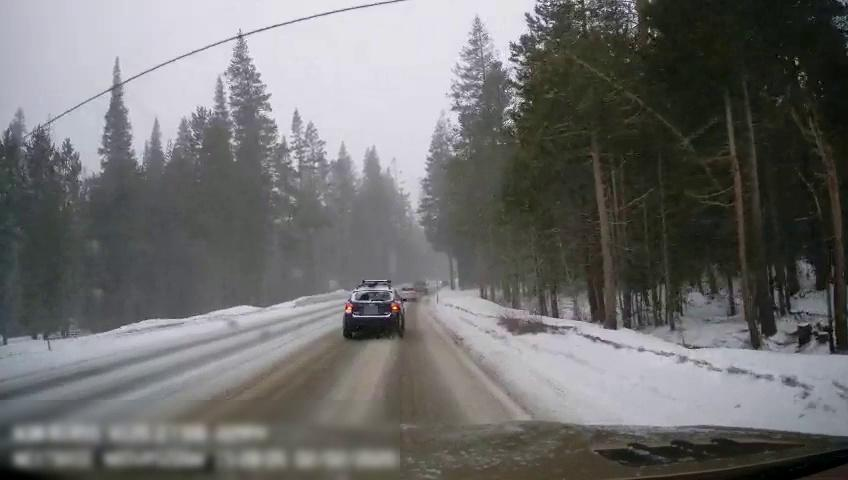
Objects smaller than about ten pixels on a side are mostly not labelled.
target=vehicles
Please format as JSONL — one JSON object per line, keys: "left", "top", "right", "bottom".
{"left": 342, "top": 279, "right": 408, "bottom": 340}
{"left": 396, "top": 283, "right": 419, "bottom": 303}
{"left": 412, "top": 280, "right": 431, "bottom": 295}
